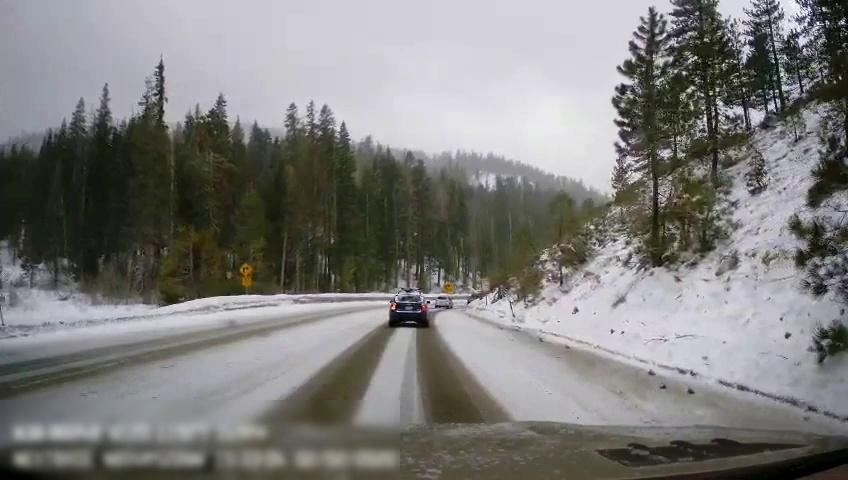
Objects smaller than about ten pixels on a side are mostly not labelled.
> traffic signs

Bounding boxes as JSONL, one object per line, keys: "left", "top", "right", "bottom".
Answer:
{"left": 239, "top": 262, "right": 253, "bottom": 278}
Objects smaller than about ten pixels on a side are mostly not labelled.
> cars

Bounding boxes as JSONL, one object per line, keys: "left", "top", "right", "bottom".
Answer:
{"left": 434, "top": 293, "right": 453, "bottom": 309}
{"left": 388, "top": 286, "right": 431, "bottom": 328}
